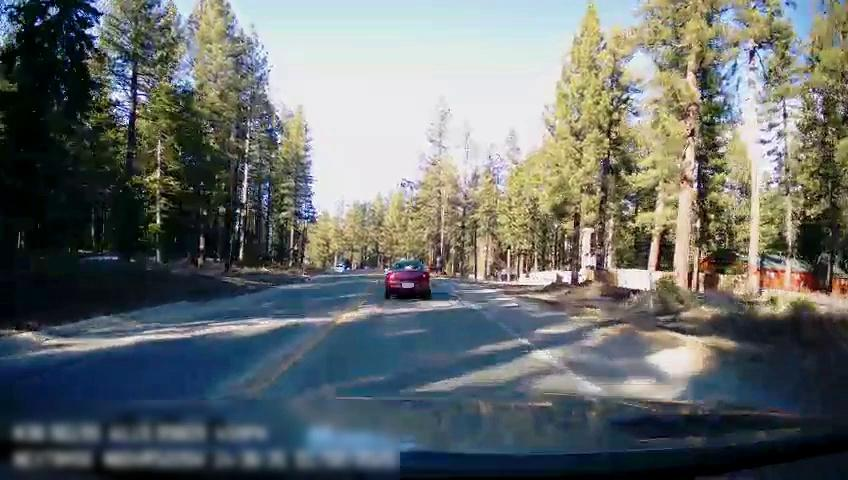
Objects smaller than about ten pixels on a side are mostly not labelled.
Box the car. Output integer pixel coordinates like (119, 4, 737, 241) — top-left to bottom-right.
(384, 259, 431, 299)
